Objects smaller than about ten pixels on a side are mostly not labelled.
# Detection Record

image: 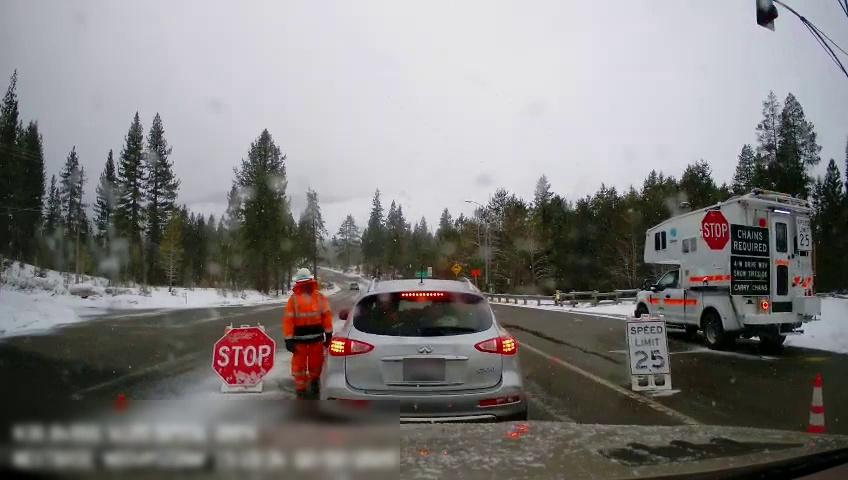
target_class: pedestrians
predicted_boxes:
[282,266,334,399]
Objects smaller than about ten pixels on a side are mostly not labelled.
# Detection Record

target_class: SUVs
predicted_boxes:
[316,276,530,422]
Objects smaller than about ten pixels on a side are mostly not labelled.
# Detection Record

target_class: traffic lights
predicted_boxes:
[754,0,780,33]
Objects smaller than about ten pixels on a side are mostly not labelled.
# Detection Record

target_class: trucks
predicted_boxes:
[634,187,825,352]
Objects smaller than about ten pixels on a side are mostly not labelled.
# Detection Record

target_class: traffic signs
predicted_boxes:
[730,223,771,257]
[700,209,730,252]
[414,270,428,278]
[795,215,813,252]
[451,263,463,275]
[626,316,671,376]
[729,254,772,298]
[211,326,276,388]
[471,269,482,277]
